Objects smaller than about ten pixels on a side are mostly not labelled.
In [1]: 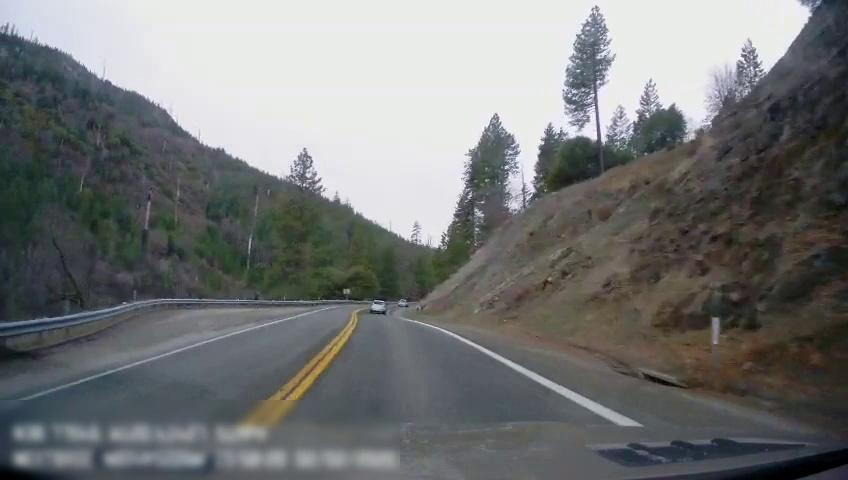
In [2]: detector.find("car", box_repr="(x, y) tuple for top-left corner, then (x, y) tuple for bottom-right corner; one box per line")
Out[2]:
(369, 300), (386, 315)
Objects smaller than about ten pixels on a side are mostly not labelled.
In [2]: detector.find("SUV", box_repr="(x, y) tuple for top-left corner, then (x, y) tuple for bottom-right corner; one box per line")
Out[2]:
(397, 299), (408, 308)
